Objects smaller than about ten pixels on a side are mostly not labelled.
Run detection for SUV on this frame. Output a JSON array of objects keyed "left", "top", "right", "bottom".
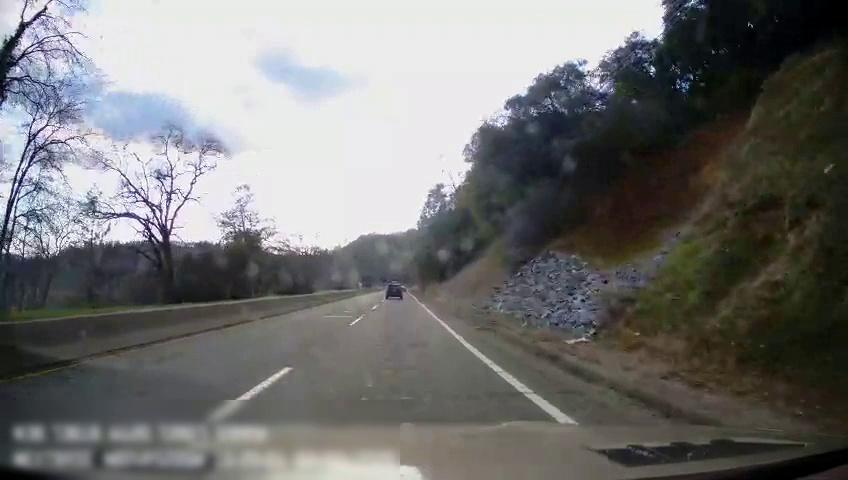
[{"left": 385, "top": 280, "right": 403, "bottom": 300}]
